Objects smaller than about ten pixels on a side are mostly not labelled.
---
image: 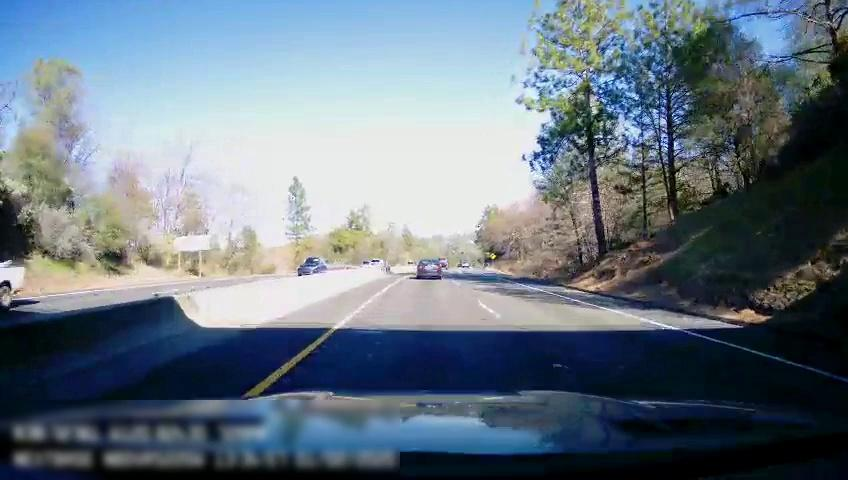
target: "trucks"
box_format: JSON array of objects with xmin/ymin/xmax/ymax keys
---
[
  {"xmin": 0, "ymin": 265, "xmax": 25, "ymax": 310},
  {"xmin": 437, "ymin": 256, "xmax": 449, "ymax": 270}
]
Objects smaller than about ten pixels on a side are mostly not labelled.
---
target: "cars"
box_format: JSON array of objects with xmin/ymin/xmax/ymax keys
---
[{"xmin": 416, "ymin": 257, "xmax": 442, "ymax": 280}]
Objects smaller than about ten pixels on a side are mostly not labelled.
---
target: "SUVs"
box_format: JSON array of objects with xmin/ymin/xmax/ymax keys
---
[{"xmin": 297, "ymin": 256, "xmax": 328, "ymax": 277}]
